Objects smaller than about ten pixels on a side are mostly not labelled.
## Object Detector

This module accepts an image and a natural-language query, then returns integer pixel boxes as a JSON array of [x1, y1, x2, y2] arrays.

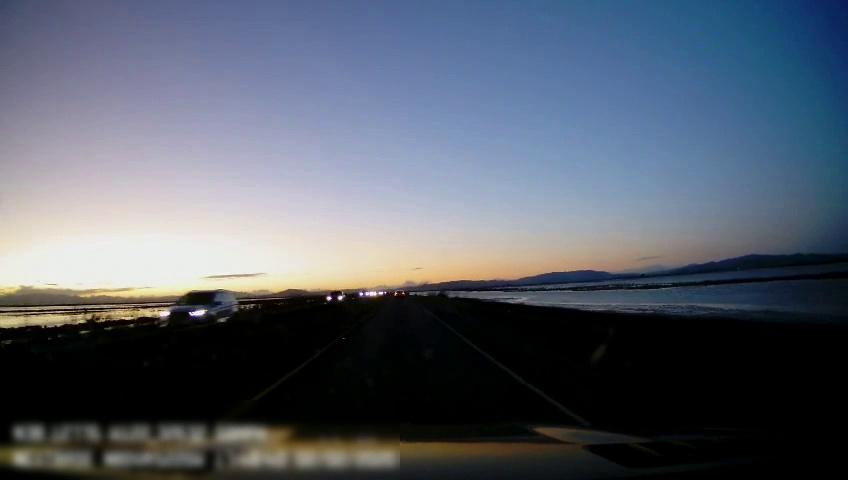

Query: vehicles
[[325, 290, 346, 303], [160, 290, 240, 327], [394, 289, 406, 298]]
